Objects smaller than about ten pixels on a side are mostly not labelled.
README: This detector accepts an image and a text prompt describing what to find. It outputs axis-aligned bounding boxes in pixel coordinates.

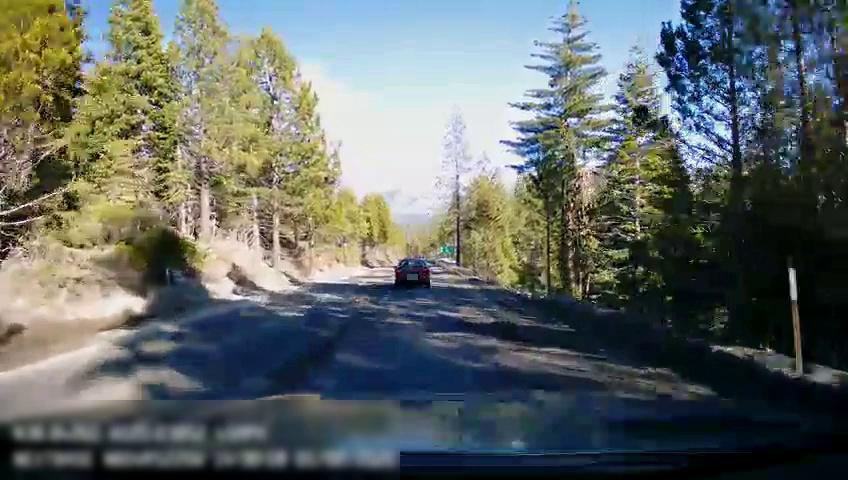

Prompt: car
[392,255,433,286]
